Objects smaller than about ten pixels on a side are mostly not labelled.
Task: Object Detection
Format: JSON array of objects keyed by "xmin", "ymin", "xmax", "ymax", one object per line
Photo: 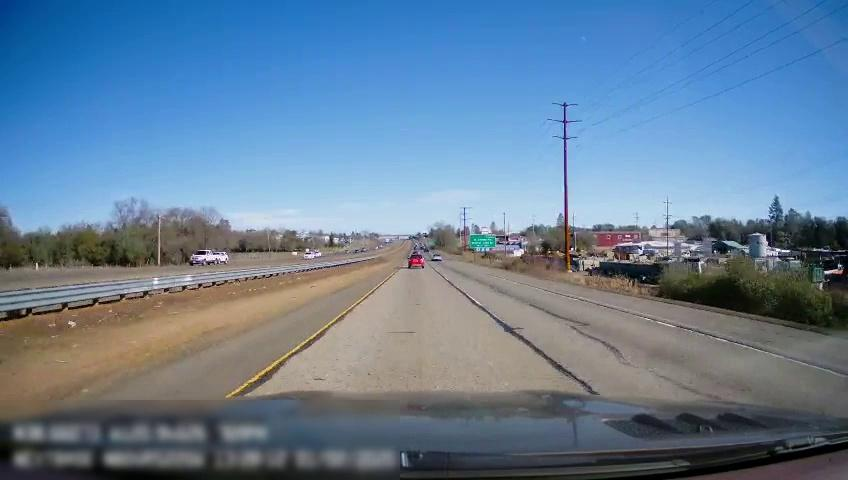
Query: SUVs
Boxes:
[
  {"xmin": 303, "ymin": 251, "xmax": 316, "ymax": 260},
  {"xmin": 407, "ymin": 252, "xmax": 426, "ymax": 269}
]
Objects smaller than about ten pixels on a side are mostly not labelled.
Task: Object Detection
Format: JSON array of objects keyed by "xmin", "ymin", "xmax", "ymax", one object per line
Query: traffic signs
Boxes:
[{"xmin": 469, "ymin": 234, "xmax": 497, "ymax": 249}]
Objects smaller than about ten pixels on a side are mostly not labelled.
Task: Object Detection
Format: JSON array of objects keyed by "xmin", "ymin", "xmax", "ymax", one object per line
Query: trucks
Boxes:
[{"xmin": 188, "ymin": 250, "xmax": 218, "ymax": 267}]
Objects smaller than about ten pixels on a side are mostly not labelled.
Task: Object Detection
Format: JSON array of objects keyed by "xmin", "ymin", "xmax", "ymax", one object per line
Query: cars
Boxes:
[
  {"xmin": 432, "ymin": 253, "xmax": 442, "ymax": 262},
  {"xmin": 212, "ymin": 252, "xmax": 229, "ymax": 265}
]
